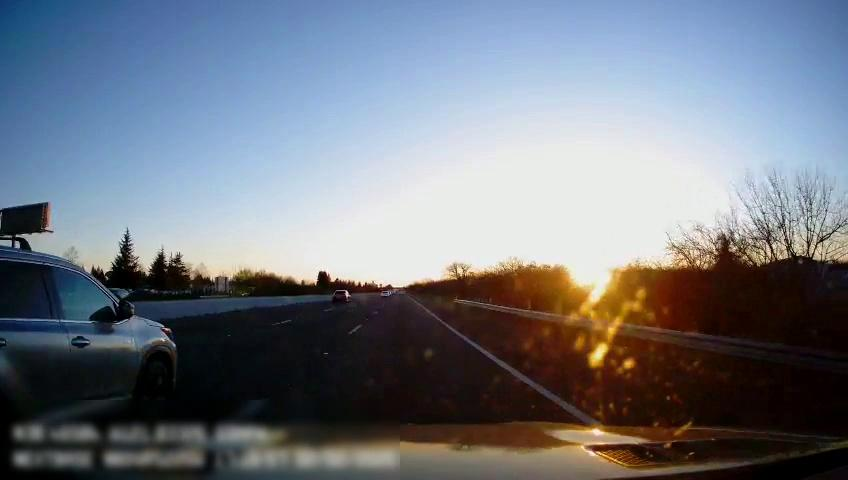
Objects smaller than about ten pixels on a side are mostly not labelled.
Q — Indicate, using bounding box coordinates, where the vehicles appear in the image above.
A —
[110,288,130,300]
[331,290,351,305]
[0,236,181,441]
